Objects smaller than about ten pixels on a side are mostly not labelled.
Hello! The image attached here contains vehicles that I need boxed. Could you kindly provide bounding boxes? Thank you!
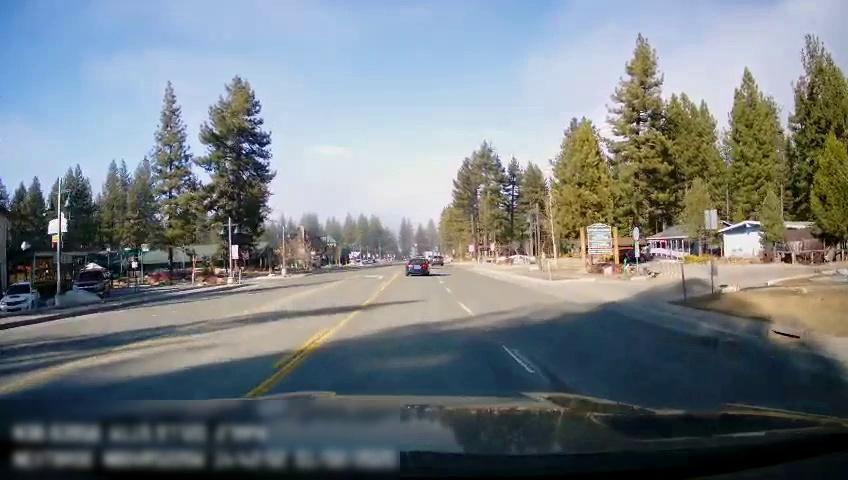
[608,250,639,265]
[405,257,430,276]
[431,255,444,266]
[0,285,34,314]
